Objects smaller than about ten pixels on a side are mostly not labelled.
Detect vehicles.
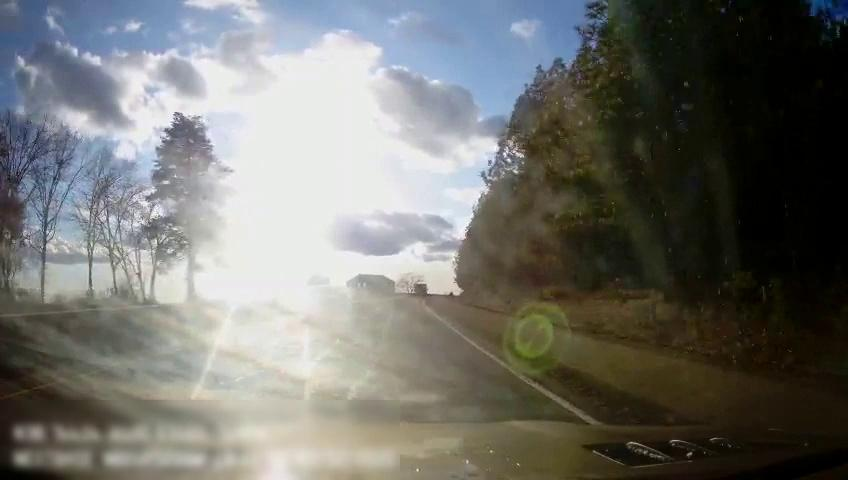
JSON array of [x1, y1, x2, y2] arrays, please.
[[343, 289, 375, 313], [414, 283, 429, 298]]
